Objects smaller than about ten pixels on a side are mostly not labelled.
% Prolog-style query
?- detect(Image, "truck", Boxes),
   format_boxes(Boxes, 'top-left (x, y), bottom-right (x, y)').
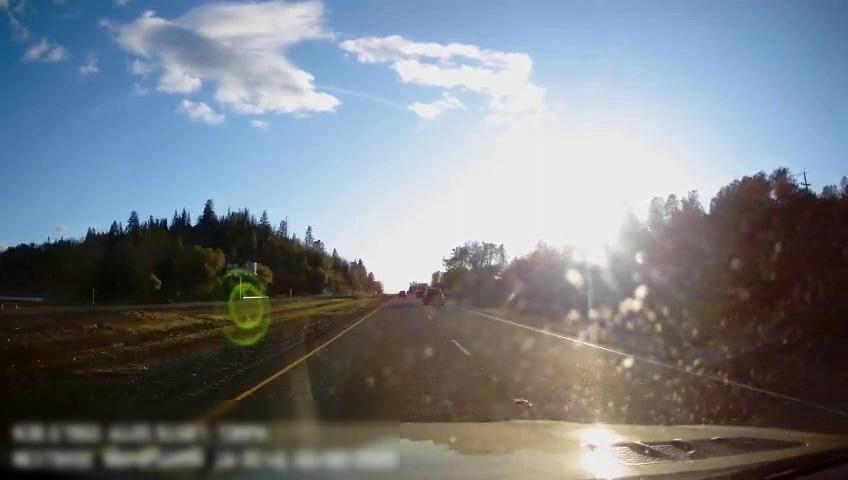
top-left (422, 288), bottom-right (443, 305)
